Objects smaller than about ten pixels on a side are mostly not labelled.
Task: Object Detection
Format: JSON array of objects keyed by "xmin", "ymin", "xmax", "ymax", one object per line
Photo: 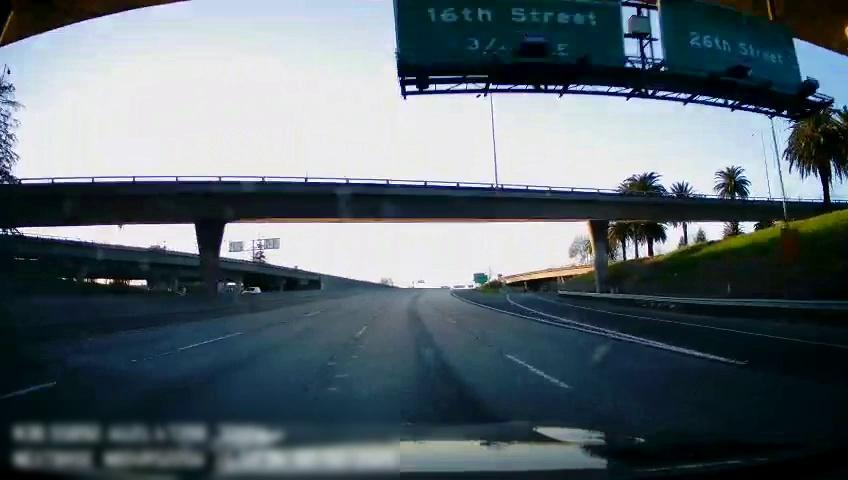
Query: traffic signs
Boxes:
[
  {"xmin": 391, "ymin": 0, "xmax": 630, "ymax": 69},
  {"xmin": 472, "ymin": 272, "xmax": 484, "ymax": 279},
  {"xmin": 658, "ymin": 0, "xmax": 806, "ymax": 94},
  {"xmin": 474, "ymin": 275, "xmax": 487, "ymax": 284}
]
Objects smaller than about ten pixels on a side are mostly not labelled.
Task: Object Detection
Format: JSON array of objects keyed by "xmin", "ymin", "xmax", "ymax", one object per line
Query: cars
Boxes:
[{"xmin": 241, "ymin": 286, "xmax": 262, "ymax": 295}]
